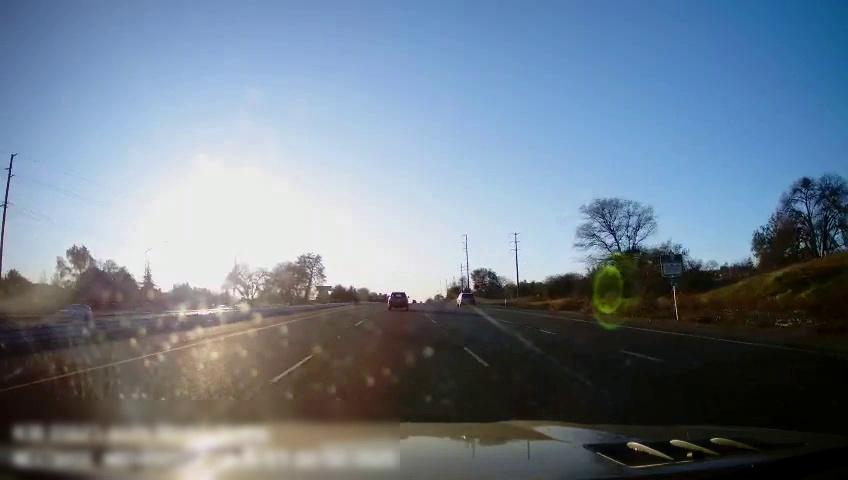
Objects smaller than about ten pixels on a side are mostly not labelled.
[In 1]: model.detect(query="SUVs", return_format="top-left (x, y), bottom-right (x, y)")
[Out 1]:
top-left (386, 291), bottom-right (410, 311)
top-left (456, 293), bottom-right (475, 307)
top-left (56, 303), bottom-right (92, 323)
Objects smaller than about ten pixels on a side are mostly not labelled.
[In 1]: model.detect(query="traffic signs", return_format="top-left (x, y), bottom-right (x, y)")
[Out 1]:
top-left (660, 253), bottom-right (682, 277)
